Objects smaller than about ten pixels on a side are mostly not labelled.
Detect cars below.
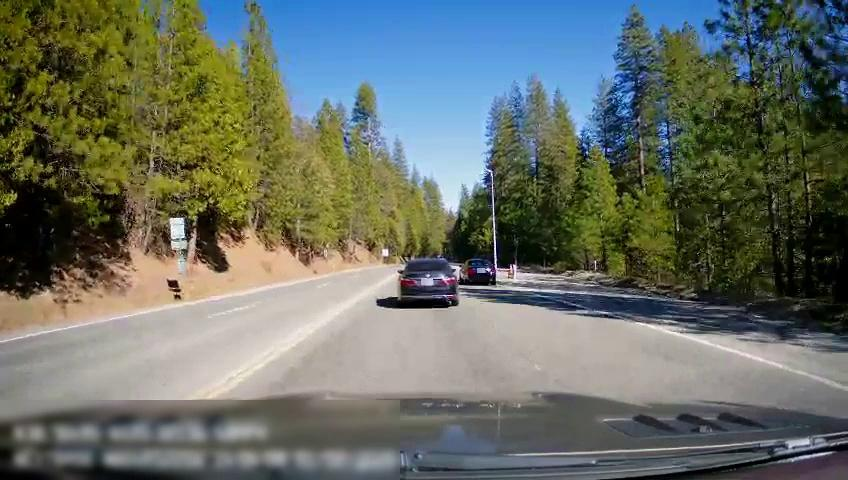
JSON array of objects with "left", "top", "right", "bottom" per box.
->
[
  {"left": 395, "top": 257, "right": 459, "bottom": 308},
  {"left": 458, "top": 258, "right": 498, "bottom": 286}
]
